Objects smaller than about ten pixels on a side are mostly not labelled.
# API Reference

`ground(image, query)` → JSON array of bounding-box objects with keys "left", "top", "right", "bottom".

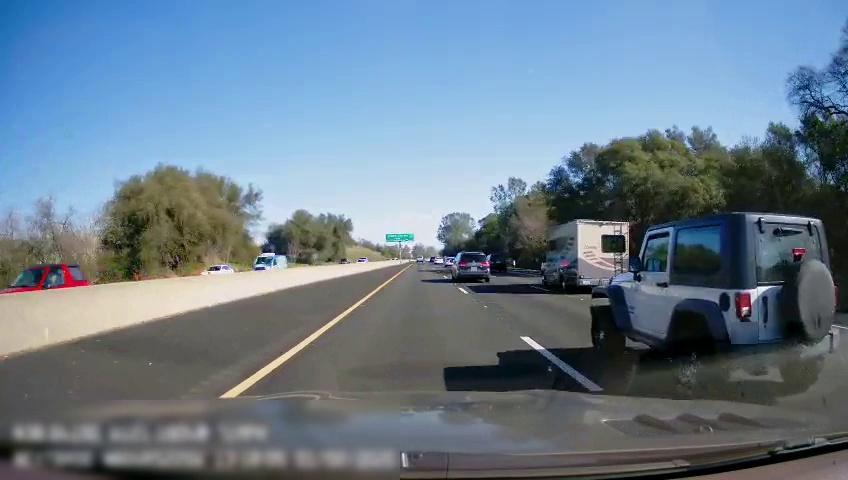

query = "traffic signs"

[{"left": 385, "top": 232, "right": 416, "bottom": 242}]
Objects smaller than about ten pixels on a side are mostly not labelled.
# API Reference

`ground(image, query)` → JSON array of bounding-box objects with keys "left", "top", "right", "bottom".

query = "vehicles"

[
  {"left": 357, "top": 257, "right": 368, "bottom": 263},
  {"left": 540, "top": 219, "right": 630, "bottom": 291},
  {"left": 338, "top": 258, "right": 350, "bottom": 264},
  {"left": 444, "top": 256, "right": 455, "bottom": 267},
  {"left": 252, "top": 254, "right": 288, "bottom": 272},
  {"left": 201, "top": 264, "right": 233, "bottom": 276},
  {"left": 433, "top": 256, "right": 444, "bottom": 265},
  {"left": 483, "top": 248, "right": 516, "bottom": 274},
  {"left": 451, "top": 252, "right": 490, "bottom": 284},
  {"left": 0, "top": 263, "right": 97, "bottom": 295},
  {"left": 589, "top": 212, "right": 840, "bottom": 395}
]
